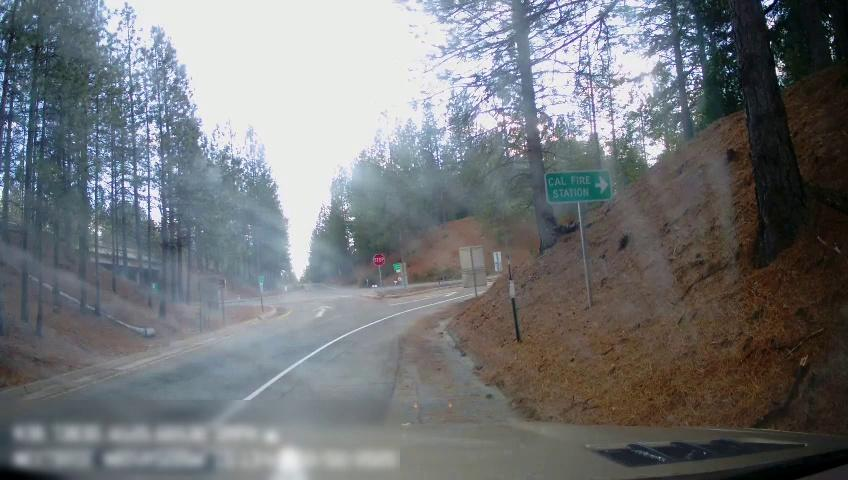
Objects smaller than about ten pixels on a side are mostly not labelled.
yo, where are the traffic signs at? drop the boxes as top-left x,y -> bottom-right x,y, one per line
543,170 -> 614,203
372,252 -> 386,267
393,262 -> 406,272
